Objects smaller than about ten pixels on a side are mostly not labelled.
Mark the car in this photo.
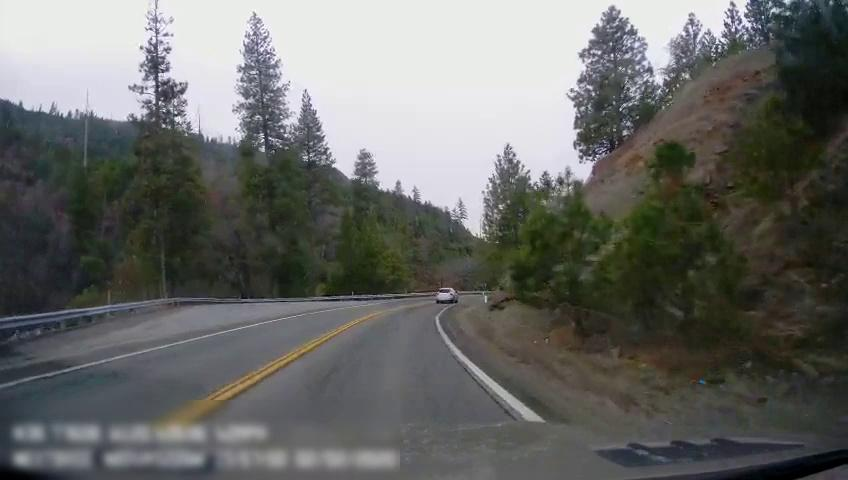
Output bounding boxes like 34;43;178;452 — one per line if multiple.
436;288;458;304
